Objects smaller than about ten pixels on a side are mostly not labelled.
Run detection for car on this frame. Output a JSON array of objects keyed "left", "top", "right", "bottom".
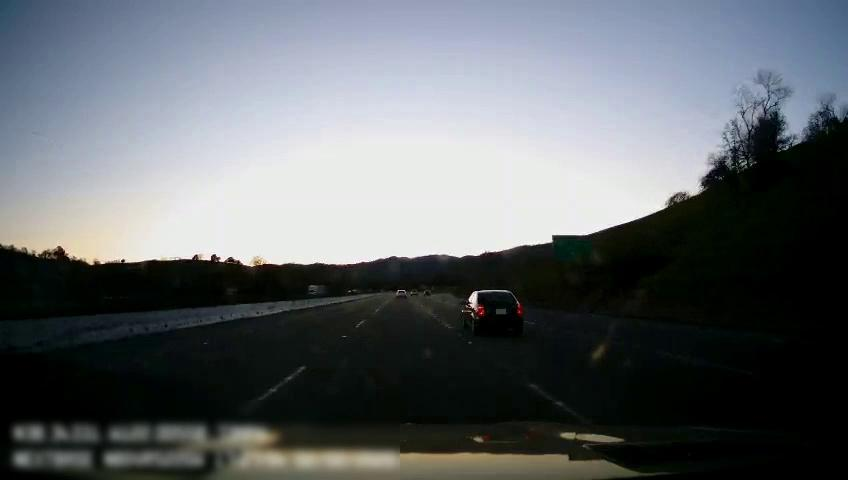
[{"left": 460, "top": 290, "right": 523, "bottom": 337}]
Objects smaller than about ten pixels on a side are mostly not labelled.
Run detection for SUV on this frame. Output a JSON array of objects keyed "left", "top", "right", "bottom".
[{"left": 395, "top": 290, "right": 407, "bottom": 299}]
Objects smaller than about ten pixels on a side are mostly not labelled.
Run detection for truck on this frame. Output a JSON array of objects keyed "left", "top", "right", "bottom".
[{"left": 307, "top": 285, "right": 328, "bottom": 299}]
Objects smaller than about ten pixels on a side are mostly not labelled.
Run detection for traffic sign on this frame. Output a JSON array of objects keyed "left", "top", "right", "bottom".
[{"left": 552, "top": 234, "right": 586, "bottom": 256}]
